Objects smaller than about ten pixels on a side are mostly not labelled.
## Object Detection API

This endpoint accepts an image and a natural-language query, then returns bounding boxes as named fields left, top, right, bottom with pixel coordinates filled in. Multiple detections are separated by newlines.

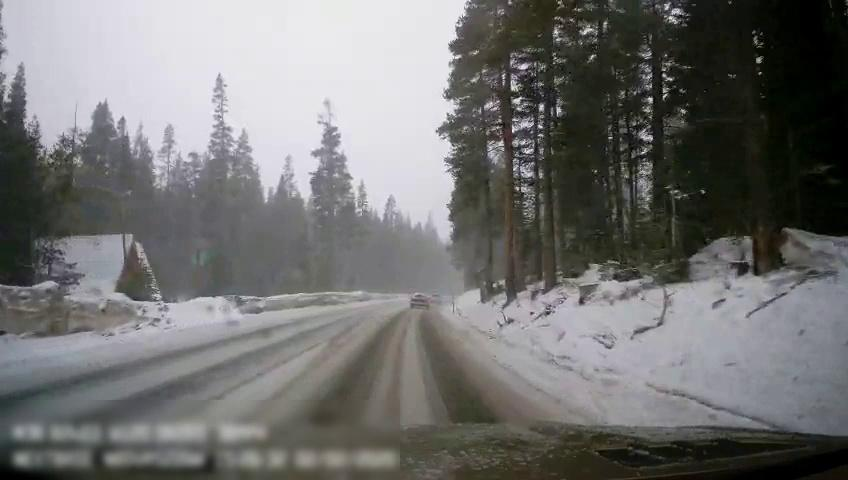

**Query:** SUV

left=409, top=292, right=430, bottom=309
